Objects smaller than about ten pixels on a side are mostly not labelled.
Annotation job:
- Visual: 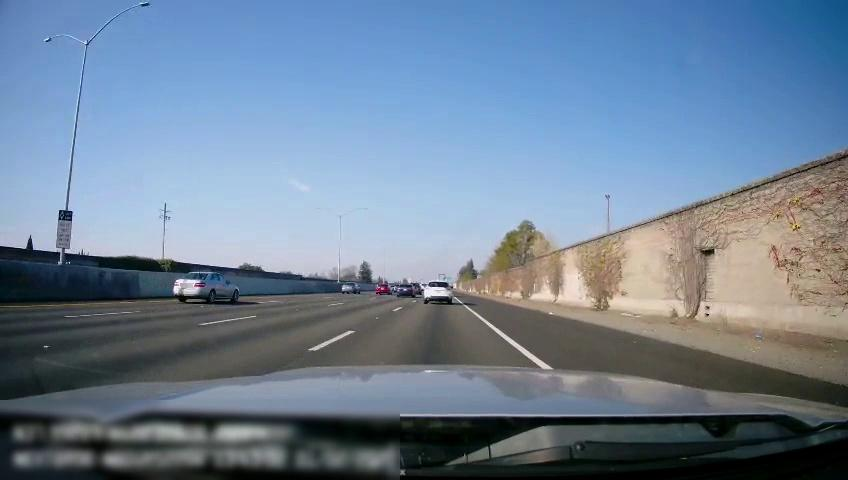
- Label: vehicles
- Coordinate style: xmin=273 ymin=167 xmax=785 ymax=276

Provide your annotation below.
xmin=173 ymin=271 xmax=240 ymax=304
xmin=375 ymin=283 xmax=392 ymax=294
xmin=396 ymin=284 xmax=416 ymax=298
xmin=410 ymin=282 xmax=422 ymax=295
xmin=423 ymin=280 xmax=454 ymax=304
xmin=341 ymin=282 xmax=361 ymax=294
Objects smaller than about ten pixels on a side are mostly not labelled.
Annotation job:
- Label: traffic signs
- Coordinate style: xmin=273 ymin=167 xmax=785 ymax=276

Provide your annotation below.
xmin=56 ymin=209 xmax=73 ymax=249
